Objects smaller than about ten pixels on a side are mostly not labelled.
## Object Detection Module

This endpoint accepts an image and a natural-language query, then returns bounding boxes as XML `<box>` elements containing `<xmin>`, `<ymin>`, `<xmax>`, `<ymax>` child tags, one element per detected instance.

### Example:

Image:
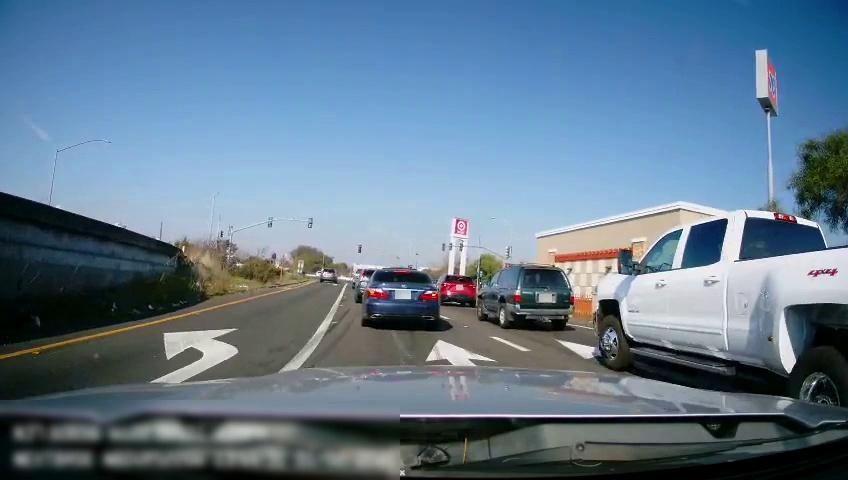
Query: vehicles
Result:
<box><xmin>476</xmin><ymin>262</ymin><xmax>576</xmax><ymax>330</ymax></box>
<box><xmin>320</xmin><ymin>268</ymin><xmax>338</xmax><ymax>284</ymax></box>
<box><xmin>433</xmin><ymin>274</ymin><xmax>478</xmax><ymax>309</ymax></box>
<box><xmin>591</xmin><ymin>208</ymin><xmax>848</xmax><ymax>410</ymax></box>
<box><xmin>351</xmin><ymin>268</ymin><xmax>367</xmax><ymax>290</ymax></box>
<box><xmin>359</xmin><ymin>266</ymin><xmax>442</xmax><ymax>328</ymax></box>
<box><xmin>354</xmin><ymin>269</ymin><xmax>378</xmax><ymax>304</ymax></box>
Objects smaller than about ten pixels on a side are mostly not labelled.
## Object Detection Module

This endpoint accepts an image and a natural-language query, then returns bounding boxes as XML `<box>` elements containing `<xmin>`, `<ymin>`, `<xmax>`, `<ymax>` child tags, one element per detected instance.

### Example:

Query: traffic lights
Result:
<box><xmin>505</xmin><ymin>246</ymin><xmax>512</xmax><ymax>259</ymax></box>
<box><xmin>307</xmin><ymin>217</ymin><xmax>314</xmax><ymax>229</ymax></box>
<box><xmin>267</xmin><ymin>216</ymin><xmax>274</xmax><ymax>228</ymax></box>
